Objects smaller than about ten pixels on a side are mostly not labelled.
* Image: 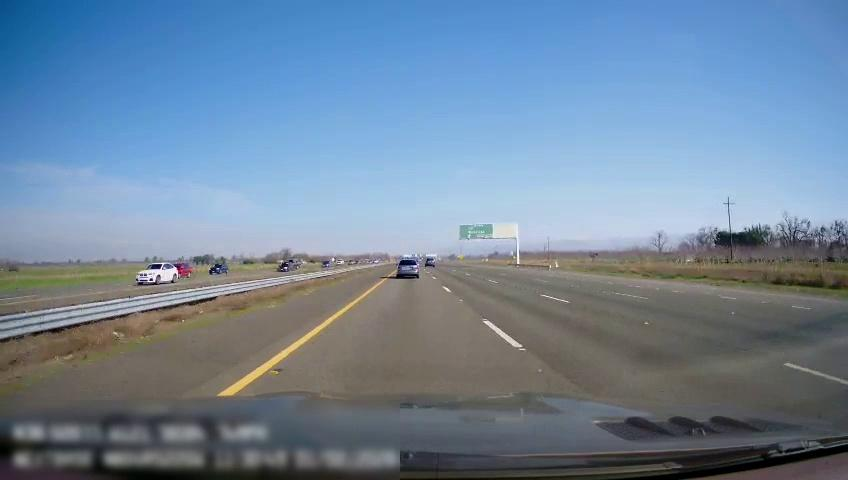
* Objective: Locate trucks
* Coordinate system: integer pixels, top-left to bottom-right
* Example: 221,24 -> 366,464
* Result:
170,263 -> 193,280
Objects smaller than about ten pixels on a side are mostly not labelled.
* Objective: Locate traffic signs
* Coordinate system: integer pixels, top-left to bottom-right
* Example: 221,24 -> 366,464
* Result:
459,223 -> 494,239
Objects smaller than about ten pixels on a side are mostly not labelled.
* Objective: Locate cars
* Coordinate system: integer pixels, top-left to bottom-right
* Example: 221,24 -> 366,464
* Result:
277,262 -> 295,272
209,263 -> 229,275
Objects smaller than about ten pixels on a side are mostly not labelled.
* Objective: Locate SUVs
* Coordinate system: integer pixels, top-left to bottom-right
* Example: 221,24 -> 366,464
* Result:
136,263 -> 178,286
396,258 -> 419,278
286,259 -> 302,270
424,258 -> 435,267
